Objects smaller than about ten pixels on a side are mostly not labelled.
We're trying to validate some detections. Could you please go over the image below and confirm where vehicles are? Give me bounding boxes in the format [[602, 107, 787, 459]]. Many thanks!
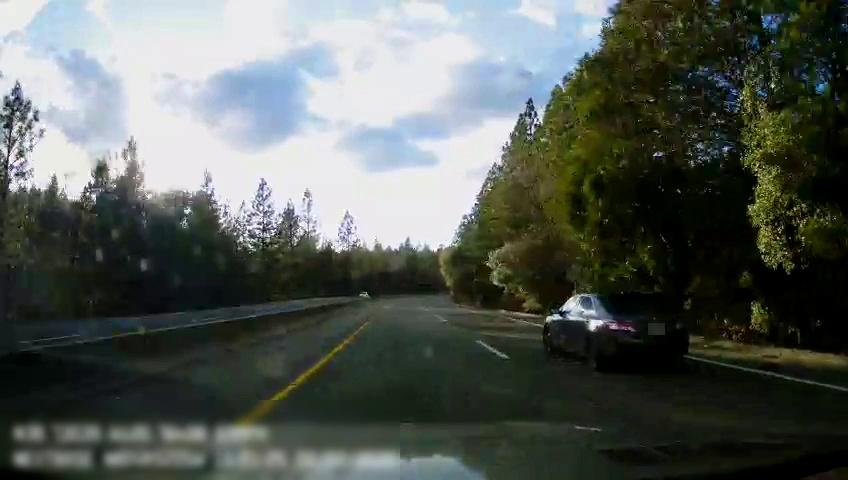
[[541, 293, 690, 372], [358, 291, 368, 298]]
